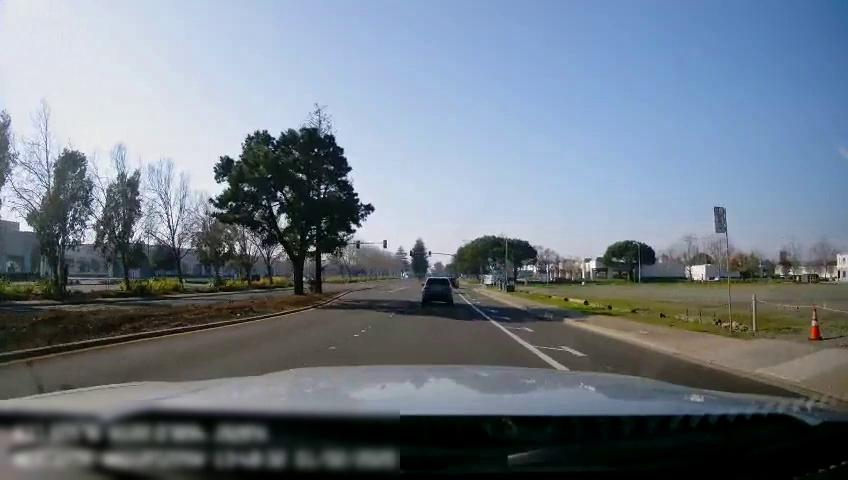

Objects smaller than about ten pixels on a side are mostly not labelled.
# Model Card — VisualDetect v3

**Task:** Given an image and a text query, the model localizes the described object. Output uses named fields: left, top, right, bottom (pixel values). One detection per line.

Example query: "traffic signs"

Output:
left=714, top=206, right=726, bottom=234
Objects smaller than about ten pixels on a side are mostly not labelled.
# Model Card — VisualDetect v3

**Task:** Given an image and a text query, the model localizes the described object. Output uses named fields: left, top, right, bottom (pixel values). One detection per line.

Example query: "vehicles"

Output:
left=449, top=277, right=459, bottom=289
left=420, top=276, right=453, bottom=305
left=484, top=275, right=503, bottom=286
left=715, top=275, right=730, bottom=282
